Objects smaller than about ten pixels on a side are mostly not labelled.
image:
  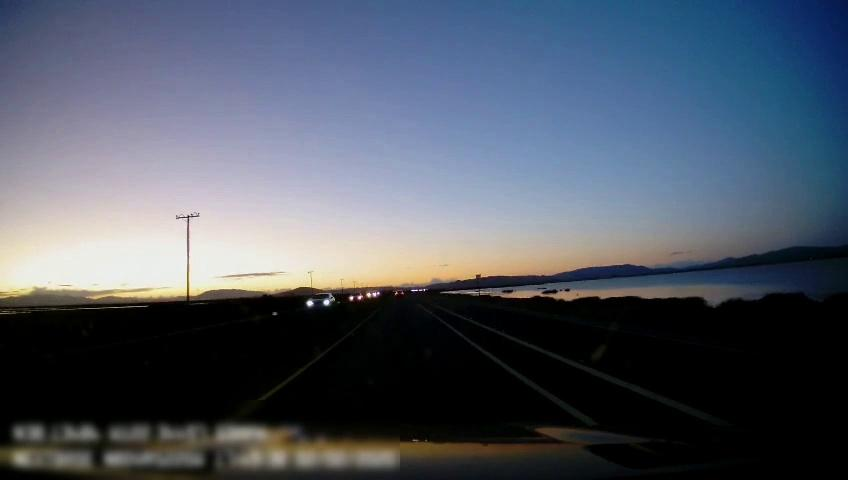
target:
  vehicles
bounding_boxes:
[394,289,405,297]
[348,292,364,302]
[305,292,335,309]
[366,291,379,299]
